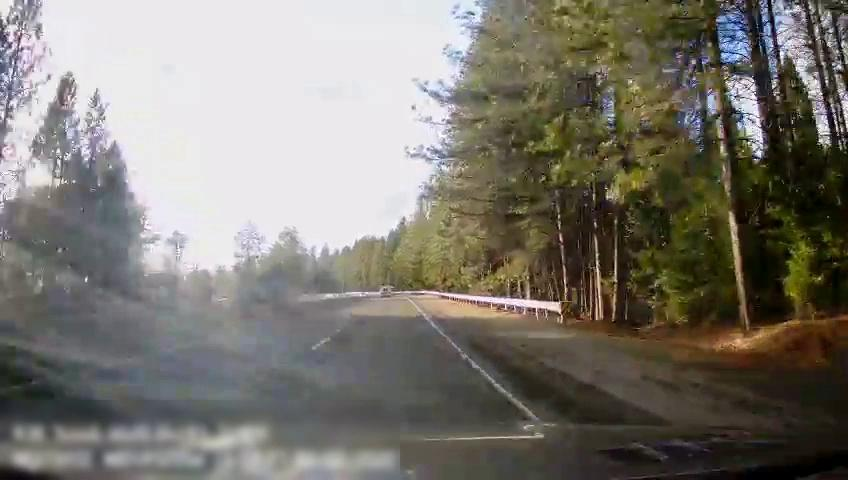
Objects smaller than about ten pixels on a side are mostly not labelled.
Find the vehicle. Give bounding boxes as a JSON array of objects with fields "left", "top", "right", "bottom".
[{"left": 380, "top": 285, "right": 392, "bottom": 298}]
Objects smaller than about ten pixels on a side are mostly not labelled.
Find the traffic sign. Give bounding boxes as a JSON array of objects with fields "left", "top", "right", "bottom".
[{"left": 561, "top": 302, "right": 573, "bottom": 316}]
